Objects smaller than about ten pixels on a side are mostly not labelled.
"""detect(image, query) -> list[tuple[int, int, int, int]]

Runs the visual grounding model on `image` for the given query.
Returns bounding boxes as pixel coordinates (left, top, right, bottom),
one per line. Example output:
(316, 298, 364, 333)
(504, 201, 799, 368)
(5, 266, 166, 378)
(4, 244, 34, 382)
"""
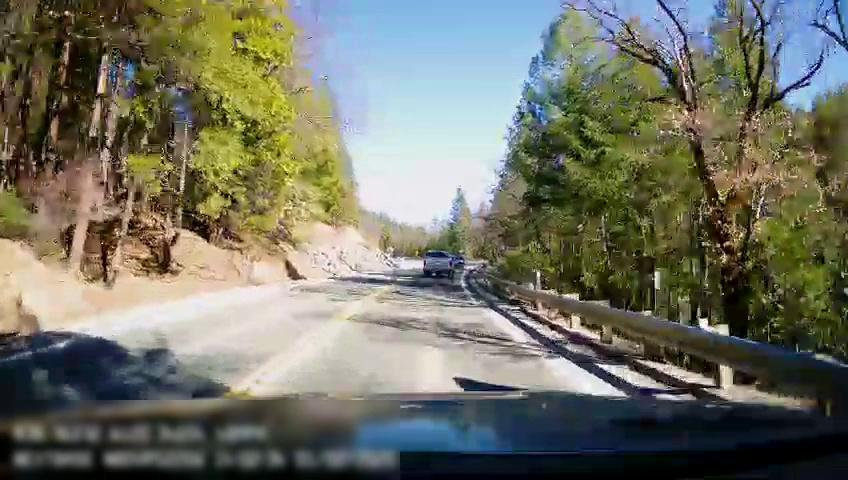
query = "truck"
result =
(424, 250, 453, 276)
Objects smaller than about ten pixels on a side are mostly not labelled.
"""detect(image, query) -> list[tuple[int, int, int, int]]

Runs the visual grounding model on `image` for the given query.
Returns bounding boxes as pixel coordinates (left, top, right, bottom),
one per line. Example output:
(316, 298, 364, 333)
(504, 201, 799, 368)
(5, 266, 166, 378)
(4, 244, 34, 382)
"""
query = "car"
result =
(449, 255, 464, 267)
